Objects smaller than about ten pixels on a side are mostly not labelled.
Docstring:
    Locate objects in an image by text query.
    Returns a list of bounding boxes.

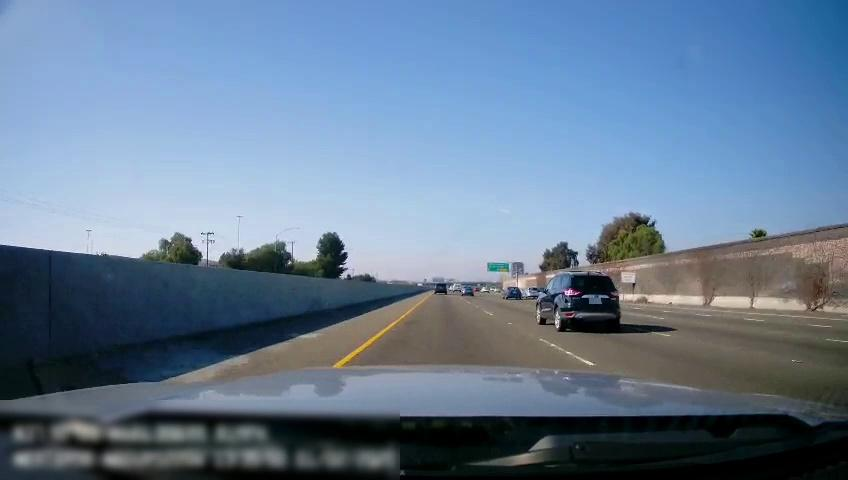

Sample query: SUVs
[535,270,622,332]
[433,282,447,295]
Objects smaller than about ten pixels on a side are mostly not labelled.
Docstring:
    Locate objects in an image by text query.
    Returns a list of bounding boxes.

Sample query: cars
[501,286,522,300]
[524,286,538,298]
[460,285,474,297]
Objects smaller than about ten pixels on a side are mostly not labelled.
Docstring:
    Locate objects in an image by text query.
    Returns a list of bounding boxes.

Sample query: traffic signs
[486,262,510,273]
